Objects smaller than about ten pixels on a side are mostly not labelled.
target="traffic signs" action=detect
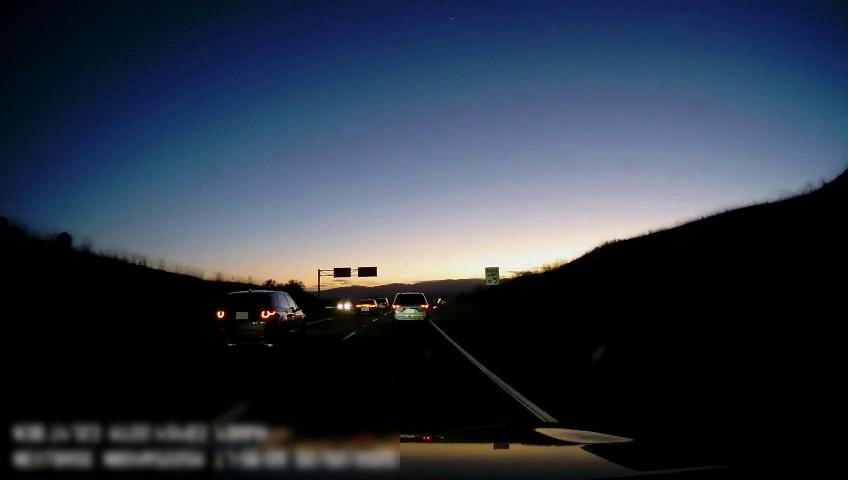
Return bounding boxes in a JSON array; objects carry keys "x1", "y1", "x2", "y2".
[{"x1": 485, "y1": 267, "x2": 500, "y2": 286}]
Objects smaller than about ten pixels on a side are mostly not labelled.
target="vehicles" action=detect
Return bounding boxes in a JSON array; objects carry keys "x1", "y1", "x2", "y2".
[
  {"x1": 388, "y1": 292, "x2": 430, "y2": 327},
  {"x1": 355, "y1": 298, "x2": 380, "y2": 316},
  {"x1": 375, "y1": 297, "x2": 391, "y2": 311},
  {"x1": 214, "y1": 290, "x2": 308, "y2": 357},
  {"x1": 337, "y1": 301, "x2": 353, "y2": 311}
]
